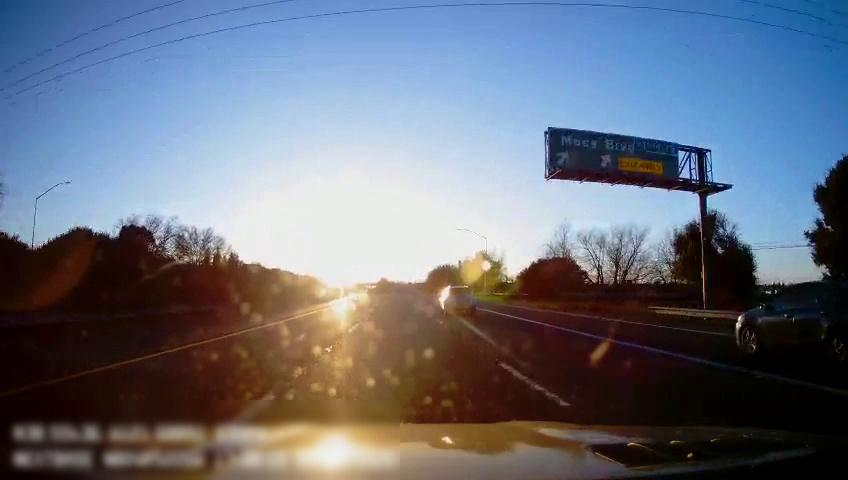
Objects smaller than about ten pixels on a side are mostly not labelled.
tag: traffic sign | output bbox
[549,126,681,186]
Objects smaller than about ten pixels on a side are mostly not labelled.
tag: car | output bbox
[733,278,848,366]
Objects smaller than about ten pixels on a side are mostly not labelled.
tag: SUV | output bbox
[436,286,477,319]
